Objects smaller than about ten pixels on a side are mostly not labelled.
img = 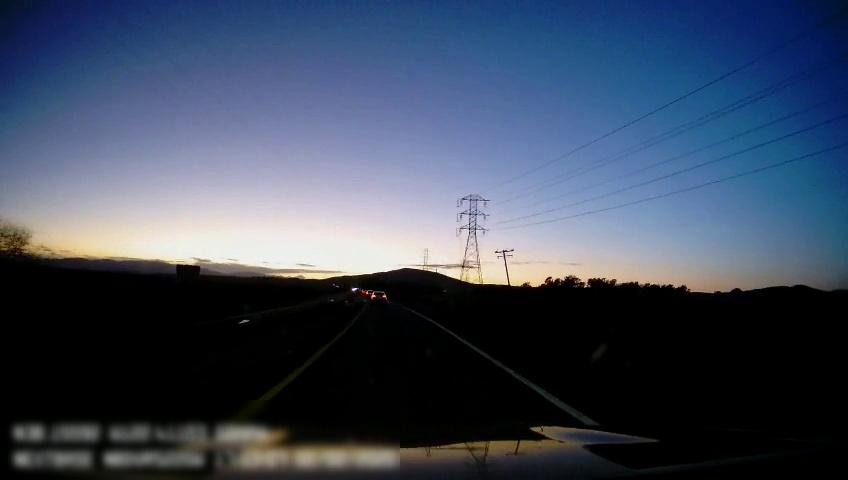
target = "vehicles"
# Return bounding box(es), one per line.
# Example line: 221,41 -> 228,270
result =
370,291 -> 388,303
365,289 -> 374,297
